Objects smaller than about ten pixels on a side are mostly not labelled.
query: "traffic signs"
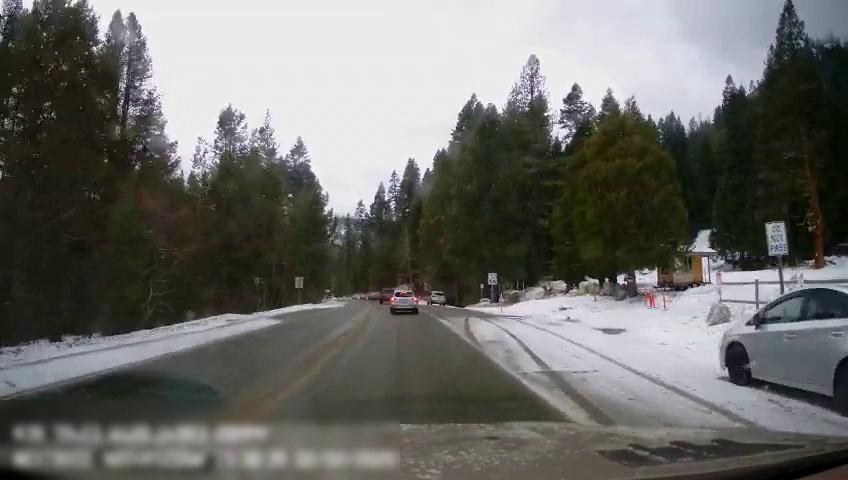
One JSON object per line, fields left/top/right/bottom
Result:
{"left": 488, "top": 272, "right": 498, "bottom": 285}
{"left": 765, "top": 221, "right": 789, "bottom": 256}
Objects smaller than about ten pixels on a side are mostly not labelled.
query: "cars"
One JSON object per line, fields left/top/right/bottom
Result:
{"left": 719, "top": 285, "right": 848, "bottom": 418}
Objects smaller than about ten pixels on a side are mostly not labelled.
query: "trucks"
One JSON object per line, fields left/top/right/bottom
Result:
{"left": 379, "top": 288, "right": 396, "bottom": 304}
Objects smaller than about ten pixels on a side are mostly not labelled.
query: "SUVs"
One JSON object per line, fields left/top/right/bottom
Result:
{"left": 427, "top": 291, "right": 446, "bottom": 305}
{"left": 390, "top": 290, "right": 418, "bottom": 314}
